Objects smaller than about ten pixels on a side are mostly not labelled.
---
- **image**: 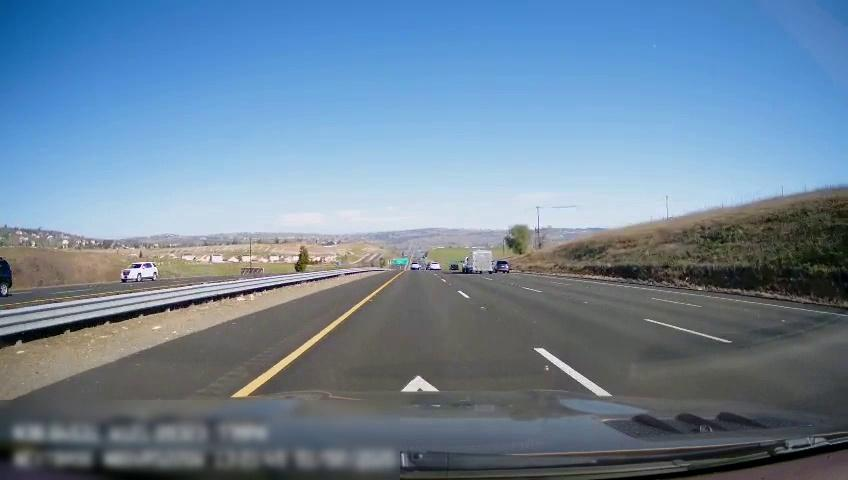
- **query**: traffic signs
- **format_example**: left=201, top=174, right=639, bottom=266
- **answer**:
left=390, top=257, right=409, bottom=265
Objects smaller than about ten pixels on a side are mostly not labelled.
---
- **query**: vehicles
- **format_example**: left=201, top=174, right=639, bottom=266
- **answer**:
left=0, top=258, right=14, bottom=295
left=428, top=261, right=441, bottom=270
left=462, top=256, right=472, bottom=273
left=472, top=249, right=494, bottom=274
left=120, top=262, right=159, bottom=282
left=494, top=261, right=510, bottom=273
